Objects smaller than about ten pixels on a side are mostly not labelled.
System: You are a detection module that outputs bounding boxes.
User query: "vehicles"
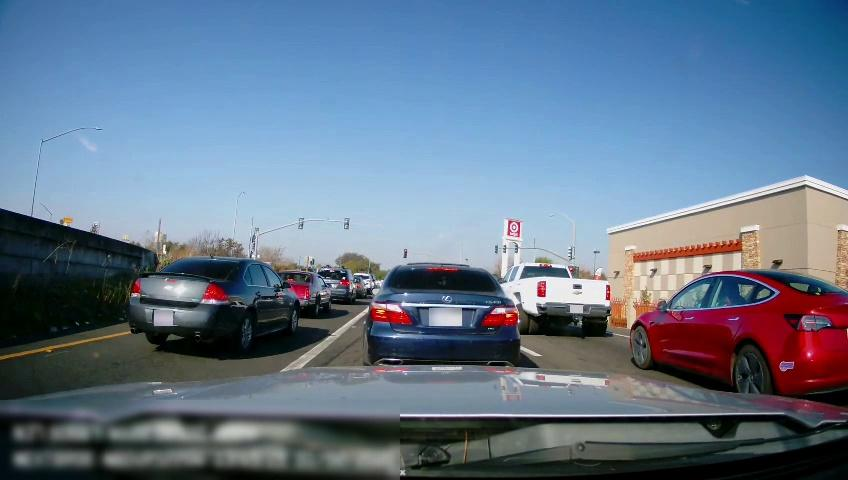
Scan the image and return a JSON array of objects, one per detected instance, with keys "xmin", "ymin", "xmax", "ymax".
[
  {"xmin": 350, "ymin": 274, "xmax": 370, "ymax": 300},
  {"xmin": 628, "ymin": 267, "xmax": 848, "ymax": 408},
  {"xmin": 361, "ymin": 262, "xmax": 522, "ymax": 367},
  {"xmin": 491, "ymin": 263, "xmax": 613, "ymax": 338},
  {"xmin": 267, "ymin": 268, "xmax": 334, "ymax": 320},
  {"xmin": 314, "ymin": 264, "xmax": 359, "ymax": 306},
  {"xmin": 125, "ymin": 254, "xmax": 302, "ymax": 357},
  {"xmin": 353, "ymin": 272, "xmax": 376, "ymax": 296}
]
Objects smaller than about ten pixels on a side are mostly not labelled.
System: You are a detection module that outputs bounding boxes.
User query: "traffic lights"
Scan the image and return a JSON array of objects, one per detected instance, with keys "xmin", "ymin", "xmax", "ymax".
[
  {"xmin": 567, "ymin": 247, "xmax": 573, "ymax": 261},
  {"xmin": 343, "ymin": 217, "xmax": 350, "ymax": 231},
  {"xmin": 297, "ymin": 217, "xmax": 305, "ymax": 230},
  {"xmin": 513, "ymin": 242, "xmax": 519, "ymax": 256},
  {"xmin": 403, "ymin": 248, "xmax": 408, "ymax": 260},
  {"xmin": 494, "ymin": 244, "xmax": 499, "ymax": 255},
  {"xmin": 502, "ymin": 243, "xmax": 507, "ymax": 255}
]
